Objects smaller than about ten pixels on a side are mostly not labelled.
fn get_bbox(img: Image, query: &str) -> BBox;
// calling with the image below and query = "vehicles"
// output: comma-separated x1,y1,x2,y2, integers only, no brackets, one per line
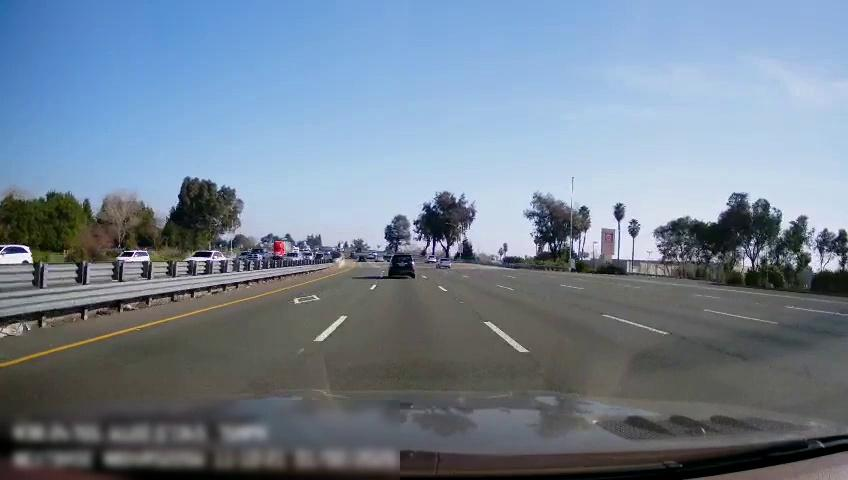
272,240,296,258
248,248,269,261
313,253,325,260
435,257,452,269
116,249,151,262
302,251,313,260
424,254,436,264
236,251,252,259
386,252,416,279
285,252,301,260
0,244,33,265
268,256,283,261
183,250,229,262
